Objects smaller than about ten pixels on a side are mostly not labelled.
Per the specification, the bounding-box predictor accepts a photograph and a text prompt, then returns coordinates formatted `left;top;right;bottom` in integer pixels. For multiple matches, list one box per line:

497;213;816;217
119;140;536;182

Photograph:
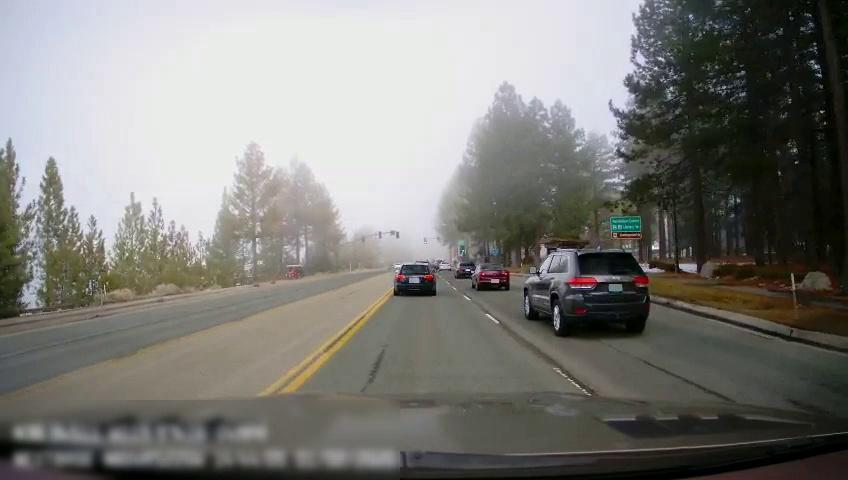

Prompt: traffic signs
609;214;643;240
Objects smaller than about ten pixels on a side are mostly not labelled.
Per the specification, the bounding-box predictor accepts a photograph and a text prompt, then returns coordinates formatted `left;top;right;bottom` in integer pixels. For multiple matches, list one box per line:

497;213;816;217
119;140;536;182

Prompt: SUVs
523;249;651;339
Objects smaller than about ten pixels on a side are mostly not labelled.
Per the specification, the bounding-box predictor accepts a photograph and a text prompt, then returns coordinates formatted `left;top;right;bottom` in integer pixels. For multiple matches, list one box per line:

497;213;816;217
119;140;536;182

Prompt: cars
456;262;481;280
472;262;511;291
437;260;451;272
393;264;436;296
